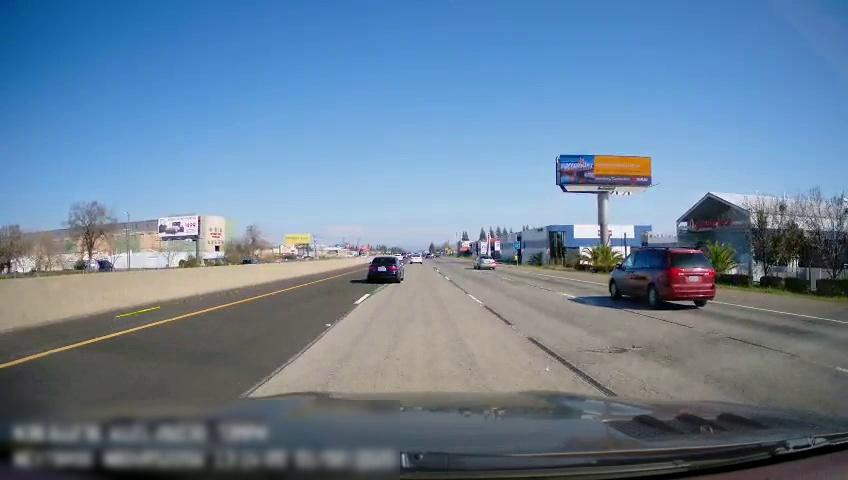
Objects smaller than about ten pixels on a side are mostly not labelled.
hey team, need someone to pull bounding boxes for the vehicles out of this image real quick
[608,245,717,307]
[366,256,405,283]
[239,258,258,265]
[473,255,497,271]
[393,253,404,262]
[409,254,423,265]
